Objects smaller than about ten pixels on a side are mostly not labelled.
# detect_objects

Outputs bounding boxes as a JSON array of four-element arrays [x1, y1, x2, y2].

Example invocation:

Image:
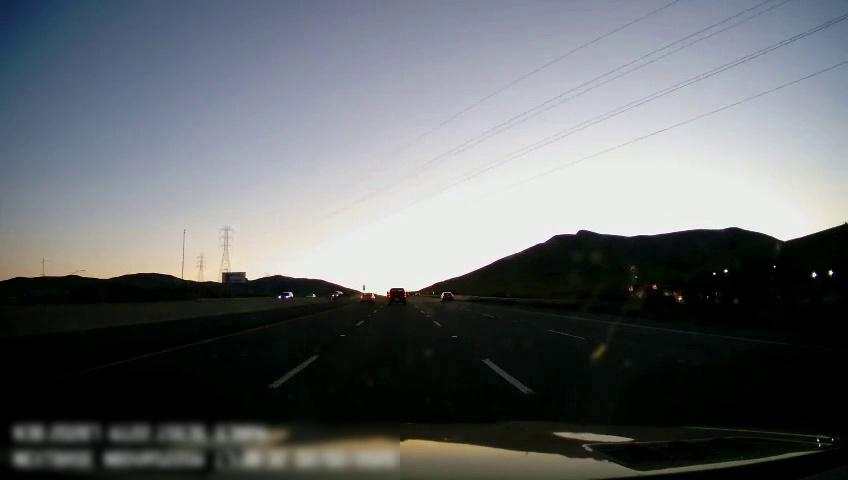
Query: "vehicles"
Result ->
[[332, 291, 344, 298], [388, 287, 407, 305], [277, 292, 294, 299], [306, 294, 316, 298], [440, 291, 454, 301], [360, 292, 375, 304]]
